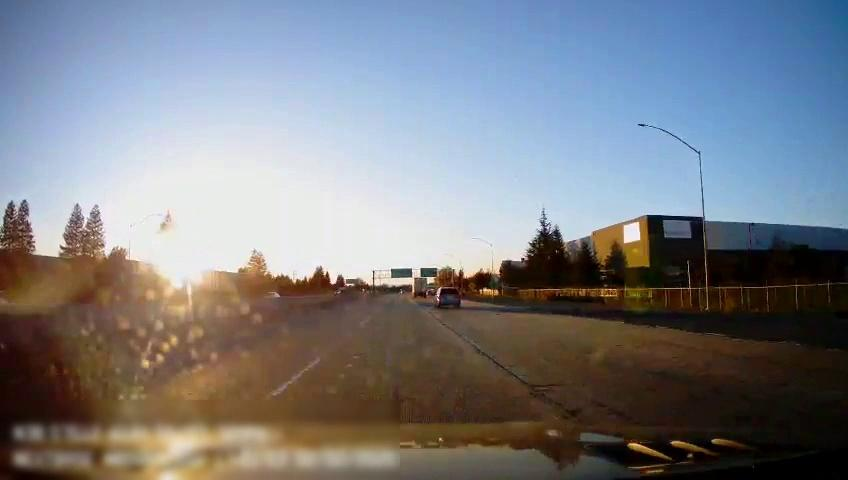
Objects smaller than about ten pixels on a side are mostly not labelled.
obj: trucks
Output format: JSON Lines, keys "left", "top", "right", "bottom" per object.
{"left": 414, "top": 278, "right": 427, "bottom": 298}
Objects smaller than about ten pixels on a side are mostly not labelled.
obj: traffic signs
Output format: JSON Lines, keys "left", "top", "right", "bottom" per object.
{"left": 391, "top": 268, "right": 412, "bottom": 277}
{"left": 420, "top": 267, "right": 438, "bottom": 277}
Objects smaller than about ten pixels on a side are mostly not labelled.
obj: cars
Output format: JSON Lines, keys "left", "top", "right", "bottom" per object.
{"left": 434, "top": 287, "right": 460, "bottom": 309}
{"left": 264, "top": 291, "right": 281, "bottom": 298}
